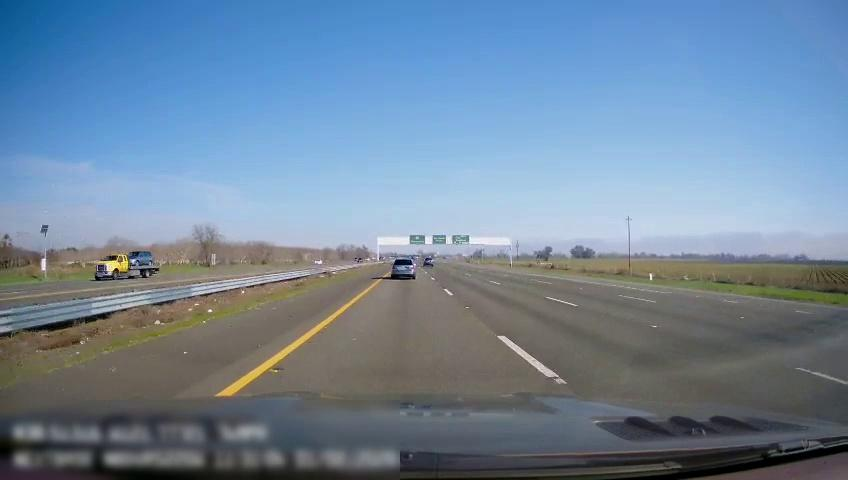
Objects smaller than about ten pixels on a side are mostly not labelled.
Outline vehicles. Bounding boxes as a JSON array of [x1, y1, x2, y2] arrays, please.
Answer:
[[94, 251, 161, 281], [423, 259, 434, 268], [390, 258, 416, 280]]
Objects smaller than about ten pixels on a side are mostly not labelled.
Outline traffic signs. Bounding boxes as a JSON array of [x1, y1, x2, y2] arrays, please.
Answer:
[[452, 235, 470, 245], [410, 235, 425, 245], [433, 234, 447, 244]]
